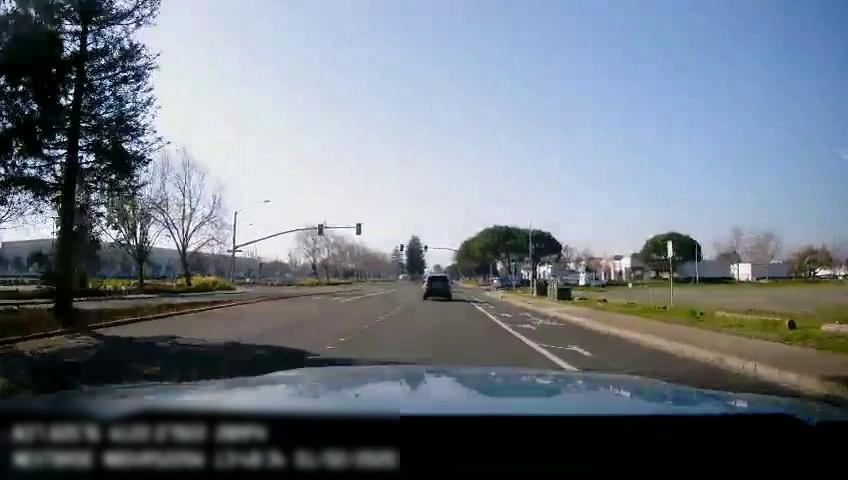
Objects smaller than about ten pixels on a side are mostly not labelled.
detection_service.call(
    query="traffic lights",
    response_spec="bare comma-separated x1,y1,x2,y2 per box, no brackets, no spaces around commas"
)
356,223,361,235
318,223,323,235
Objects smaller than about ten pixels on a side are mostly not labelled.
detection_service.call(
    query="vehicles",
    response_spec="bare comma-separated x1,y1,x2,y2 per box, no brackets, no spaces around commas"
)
495,278,518,290
579,274,603,287
421,274,455,300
